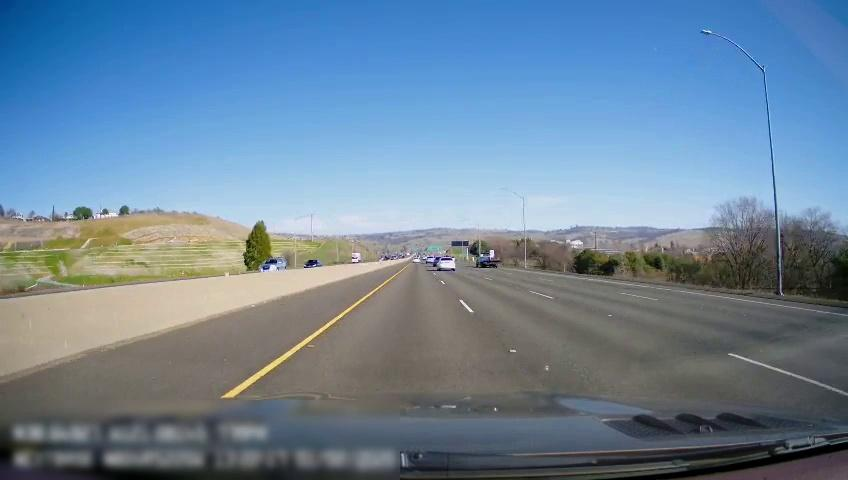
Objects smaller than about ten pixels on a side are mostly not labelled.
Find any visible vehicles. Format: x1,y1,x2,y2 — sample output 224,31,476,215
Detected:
475,255,501,269
351,252,361,263
258,257,287,272
437,257,455,271
303,260,320,269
